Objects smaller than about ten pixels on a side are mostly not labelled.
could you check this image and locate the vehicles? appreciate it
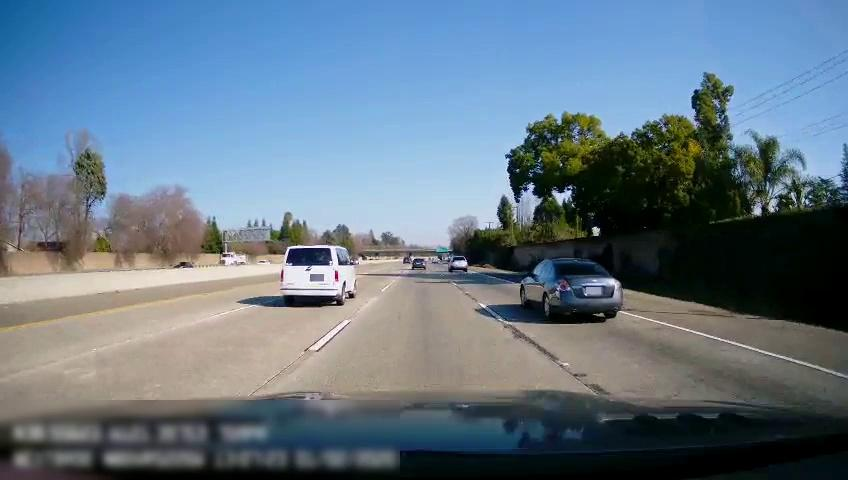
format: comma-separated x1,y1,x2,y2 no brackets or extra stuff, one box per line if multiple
279,245,357,308
173,261,194,269
218,252,246,265
411,258,426,270
518,258,625,318
256,259,272,265
448,255,469,272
